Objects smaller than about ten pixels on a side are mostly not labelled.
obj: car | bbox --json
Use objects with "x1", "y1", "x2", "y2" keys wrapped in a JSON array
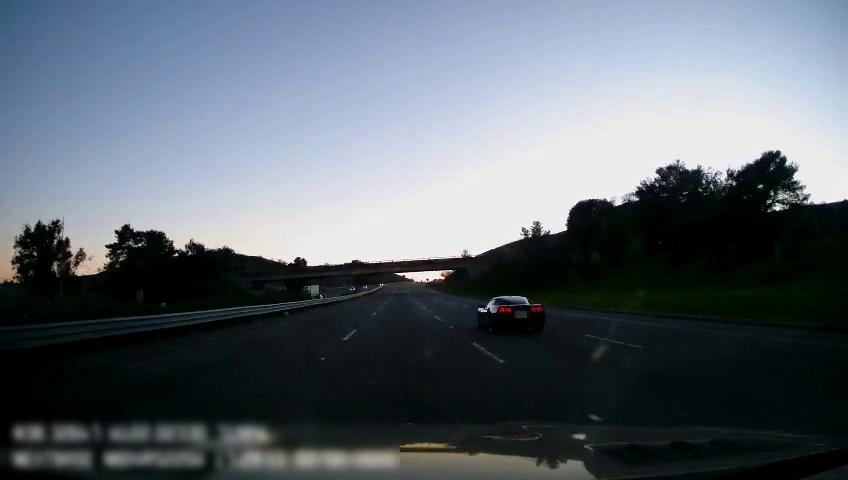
[{"x1": 476, "y1": 295, "x2": 546, "y2": 335}]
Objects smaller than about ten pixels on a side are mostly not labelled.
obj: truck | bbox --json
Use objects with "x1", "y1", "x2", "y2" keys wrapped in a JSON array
[{"x1": 300, "y1": 285, "x2": 321, "y2": 299}]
